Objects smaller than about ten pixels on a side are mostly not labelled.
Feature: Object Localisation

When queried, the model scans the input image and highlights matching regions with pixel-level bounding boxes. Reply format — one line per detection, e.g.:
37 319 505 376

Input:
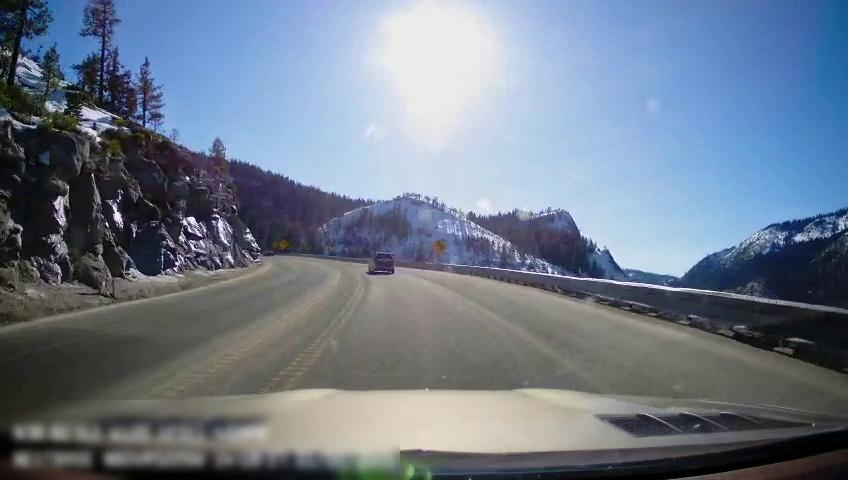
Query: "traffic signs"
279 239 290 251
432 238 449 256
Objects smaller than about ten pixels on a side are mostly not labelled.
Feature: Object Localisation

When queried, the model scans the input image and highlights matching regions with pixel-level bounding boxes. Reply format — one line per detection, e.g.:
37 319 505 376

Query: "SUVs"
368 252 396 275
